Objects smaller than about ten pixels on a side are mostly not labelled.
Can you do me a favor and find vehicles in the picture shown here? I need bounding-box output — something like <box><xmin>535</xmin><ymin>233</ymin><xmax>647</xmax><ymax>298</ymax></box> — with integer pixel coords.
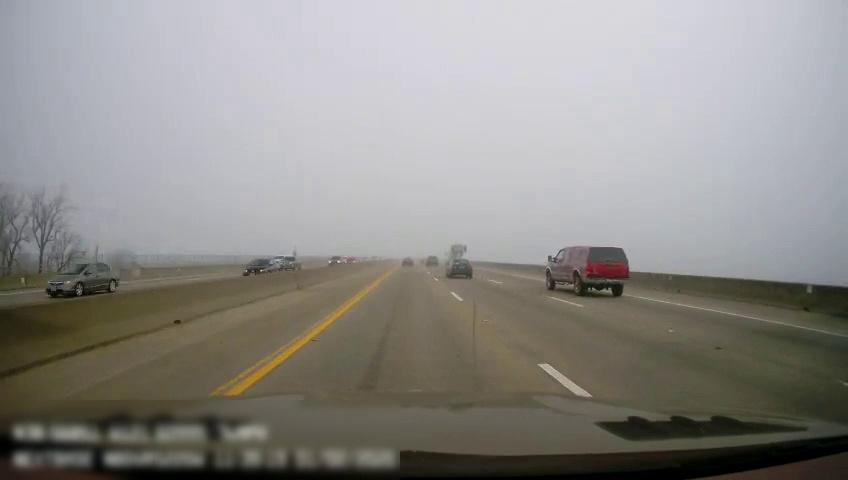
<box><xmin>270</xmin><ymin>255</ymin><xmax>295</xmax><ymax>267</ymax></box>
<box><xmin>44</xmin><ymin>261</ymin><xmax>121</xmax><ymax>298</ymax></box>
<box><xmin>241</xmin><ymin>258</ymin><xmax>284</xmax><ymax>278</ymax></box>
<box><xmin>543</xmin><ymin>245</ymin><xmax>631</xmax><ymax>298</ymax></box>
<box><xmin>344</xmin><ymin>256</ymin><xmax>362</xmax><ymax>265</ymax></box>
<box><xmin>401</xmin><ymin>257</ymin><xmax>414</xmax><ymax>267</ymax></box>
<box><xmin>446</xmin><ymin>258</ymin><xmax>473</xmax><ymax>279</ymax></box>
<box><xmin>443</xmin><ymin>243</ymin><xmax>468</xmax><ymax>266</ymax></box>
<box><xmin>426</xmin><ymin>255</ymin><xmax>439</xmax><ymax>267</ymax></box>
<box><xmin>278</xmin><ymin>255</ymin><xmax>303</xmax><ymax>272</ymax></box>
<box><xmin>326</xmin><ymin>256</ymin><xmax>345</xmax><ymax>267</ymax></box>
